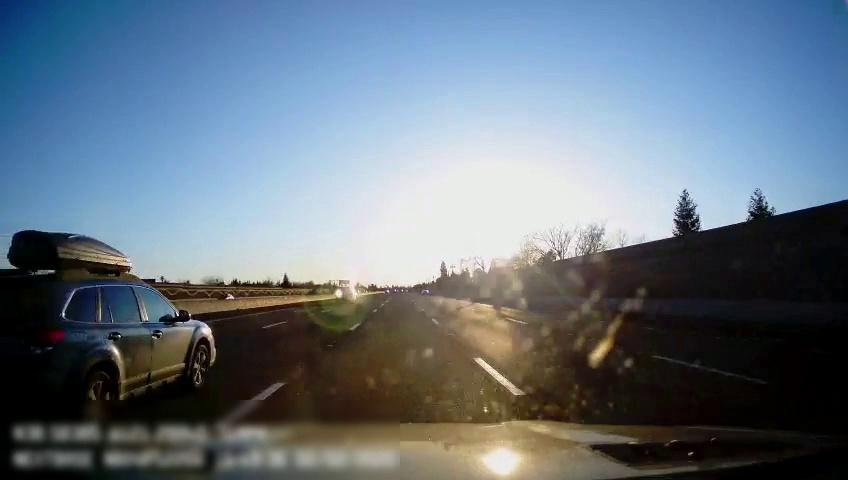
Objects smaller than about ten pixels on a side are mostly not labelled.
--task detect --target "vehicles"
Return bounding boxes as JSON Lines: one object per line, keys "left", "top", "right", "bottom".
{"left": 334, "top": 285, "right": 357, "bottom": 304}
{"left": 0, "top": 230, "right": 220, "bottom": 432}
{"left": 217, "top": 293, "right": 235, "bottom": 301}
